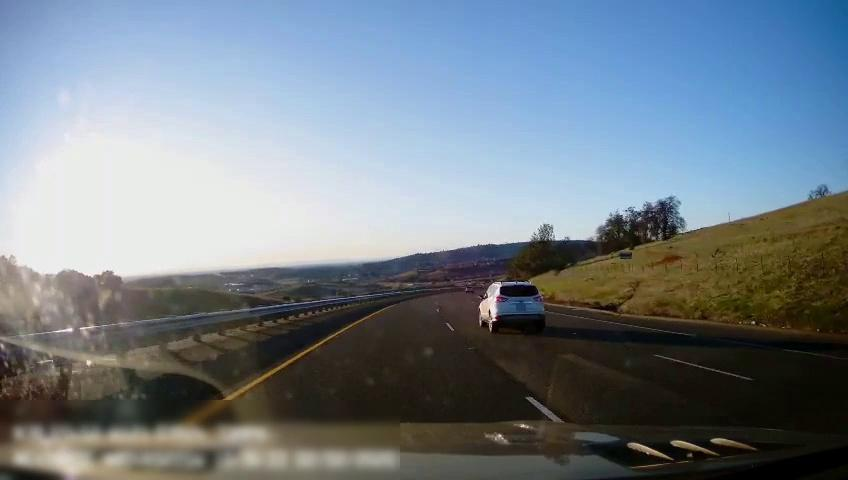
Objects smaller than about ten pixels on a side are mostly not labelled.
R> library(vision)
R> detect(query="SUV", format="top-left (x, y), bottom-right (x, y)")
top-left (478, 281), bottom-right (546, 334)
